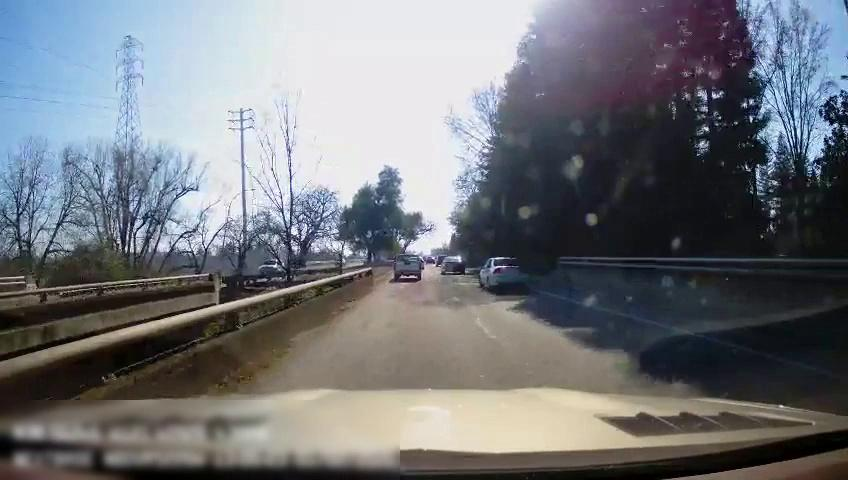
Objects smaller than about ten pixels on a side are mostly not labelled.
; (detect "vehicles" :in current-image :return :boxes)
[435,254,447,266]
[478,256,528,292]
[393,253,423,283]
[441,254,467,274]
[425,255,435,264]
[257,257,285,273]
